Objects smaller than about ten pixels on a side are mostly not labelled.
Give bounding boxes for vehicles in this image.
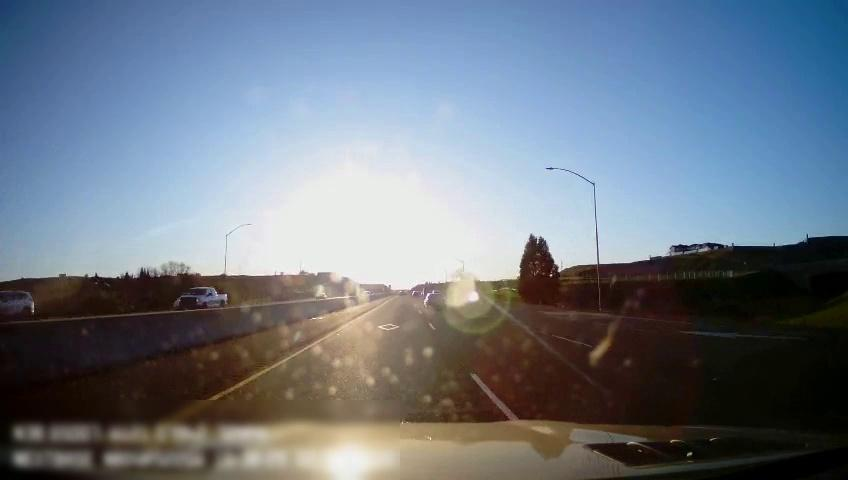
[173,287,229,311]
[0,290,34,322]
[424,292,444,308]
